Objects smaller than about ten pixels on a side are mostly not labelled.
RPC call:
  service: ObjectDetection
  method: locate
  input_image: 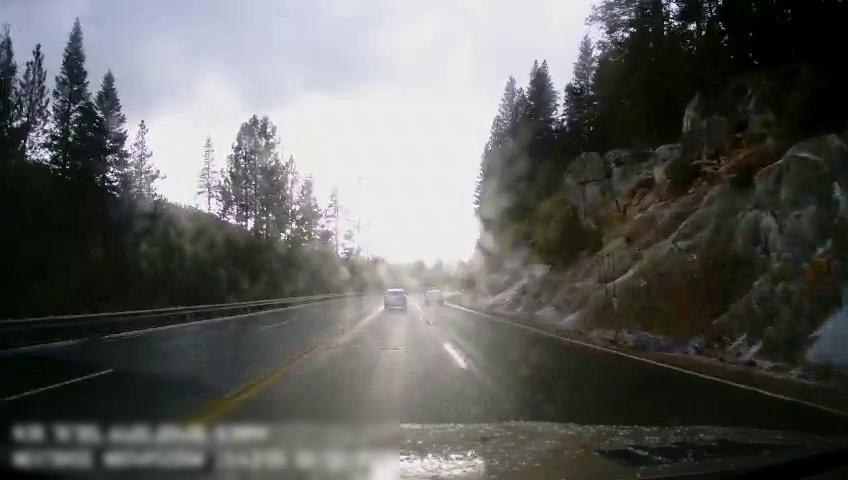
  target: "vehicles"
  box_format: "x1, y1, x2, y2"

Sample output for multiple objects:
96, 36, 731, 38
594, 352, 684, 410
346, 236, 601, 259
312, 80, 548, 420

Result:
426, 290, 444, 304
384, 288, 407, 309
